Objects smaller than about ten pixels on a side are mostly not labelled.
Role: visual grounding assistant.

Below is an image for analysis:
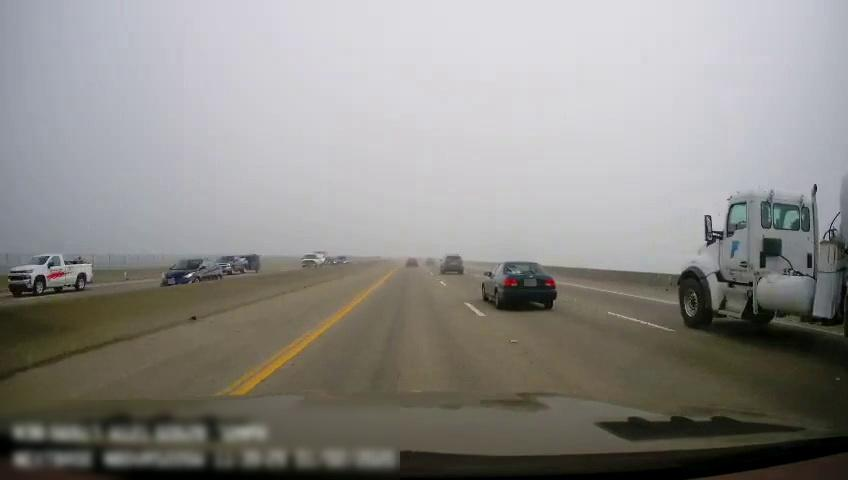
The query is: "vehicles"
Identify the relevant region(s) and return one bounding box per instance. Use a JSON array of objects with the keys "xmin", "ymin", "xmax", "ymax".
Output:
[
  {"xmin": 6, "ymin": 253, "xmax": 94, "ymax": 298},
  {"xmin": 322, "ymin": 256, "xmax": 340, "ymax": 266},
  {"xmin": 299, "ymin": 250, "xmax": 328, "ymax": 268},
  {"xmin": 158, "ymin": 256, "xmax": 225, "ymax": 287},
  {"xmin": 217, "ymin": 254, "xmax": 249, "ymax": 276},
  {"xmin": 425, "ymin": 257, "xmax": 437, "ymax": 267},
  {"xmin": 480, "ymin": 260, "xmax": 558, "ymax": 312},
  {"xmin": 332, "ymin": 255, "xmax": 353, "ymax": 266},
  {"xmin": 406, "ymin": 257, "xmax": 419, "ymax": 268},
  {"xmin": 238, "ymin": 253, "xmax": 261, "ymax": 274},
  {"xmin": 439, "ymin": 254, "xmax": 465, "ymax": 275},
  {"xmin": 675, "ymin": 166, "xmax": 848, "ymax": 341}
]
